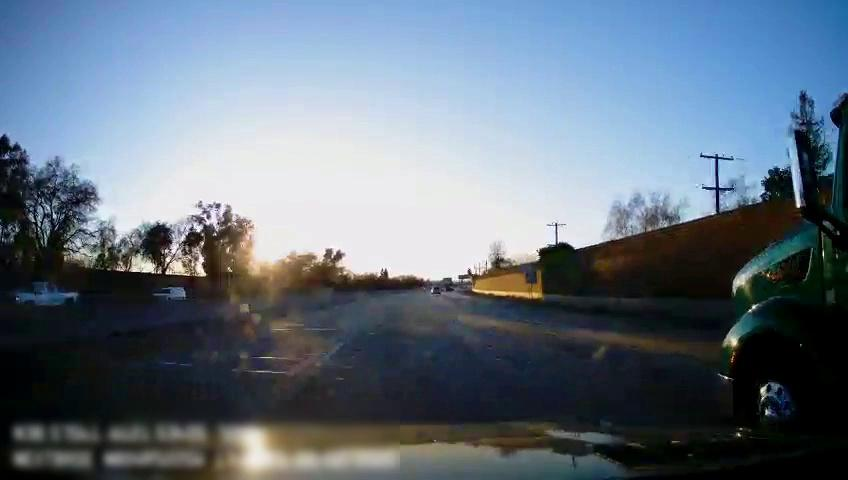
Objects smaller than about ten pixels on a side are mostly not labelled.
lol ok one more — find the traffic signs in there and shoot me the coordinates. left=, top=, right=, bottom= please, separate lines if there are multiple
left=523, top=262, right=537, bottom=283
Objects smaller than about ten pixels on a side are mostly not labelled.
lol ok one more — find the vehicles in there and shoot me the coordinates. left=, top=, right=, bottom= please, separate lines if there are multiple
left=152, top=287, right=186, bottom=301
left=11, top=282, right=80, bottom=308
left=717, top=92, right=848, bottom=437
left=430, top=286, right=442, bottom=295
